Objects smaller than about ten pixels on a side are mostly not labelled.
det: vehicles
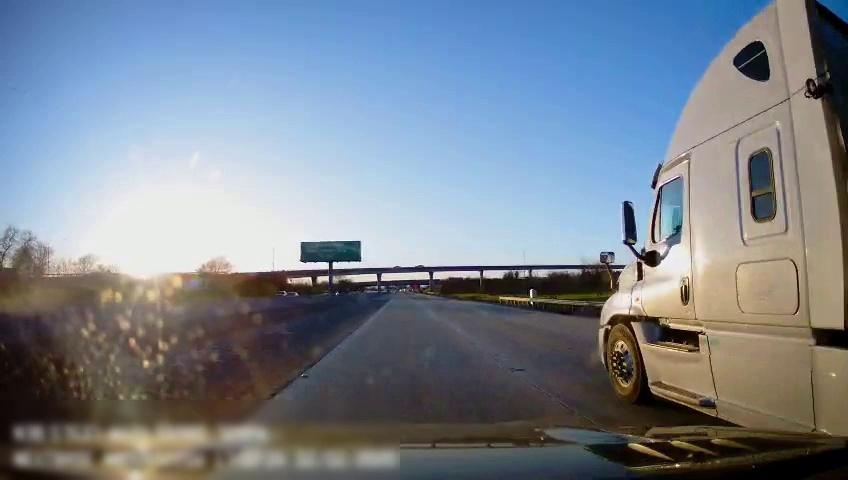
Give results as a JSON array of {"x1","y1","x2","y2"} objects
[
  {"x1": 275, "y1": 291, "x2": 288, "y2": 298},
  {"x1": 598, "y1": 0, "x2": 848, "y2": 439},
  {"x1": 285, "y1": 292, "x2": 300, "y2": 298}
]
